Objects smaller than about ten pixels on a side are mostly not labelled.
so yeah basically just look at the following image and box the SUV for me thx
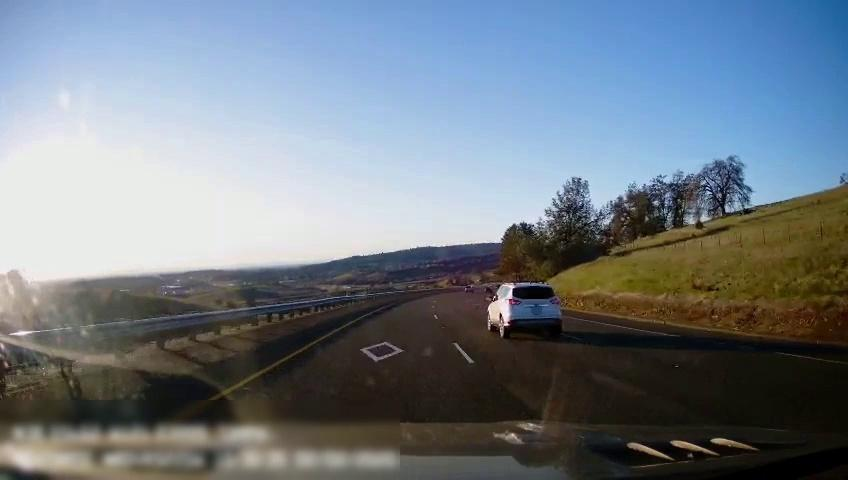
[486,283,563,339]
